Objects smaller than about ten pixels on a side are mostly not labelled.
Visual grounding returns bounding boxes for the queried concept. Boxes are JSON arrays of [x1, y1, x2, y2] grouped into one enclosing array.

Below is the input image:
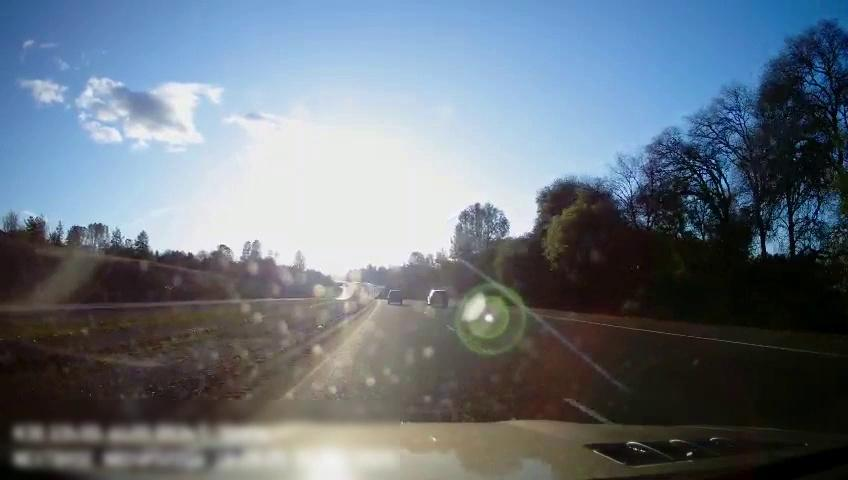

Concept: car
[[388, 290, 403, 304]]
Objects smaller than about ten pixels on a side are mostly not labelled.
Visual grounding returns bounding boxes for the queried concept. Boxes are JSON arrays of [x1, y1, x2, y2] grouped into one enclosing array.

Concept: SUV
[[428, 290, 448, 306]]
